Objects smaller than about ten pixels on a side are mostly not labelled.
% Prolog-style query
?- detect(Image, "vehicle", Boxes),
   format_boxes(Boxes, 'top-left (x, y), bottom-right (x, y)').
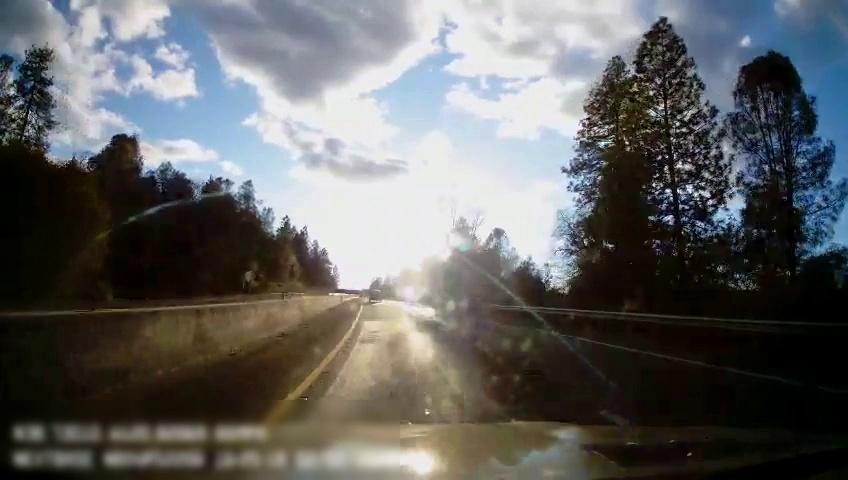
top-left (368, 289), bottom-right (382, 303)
